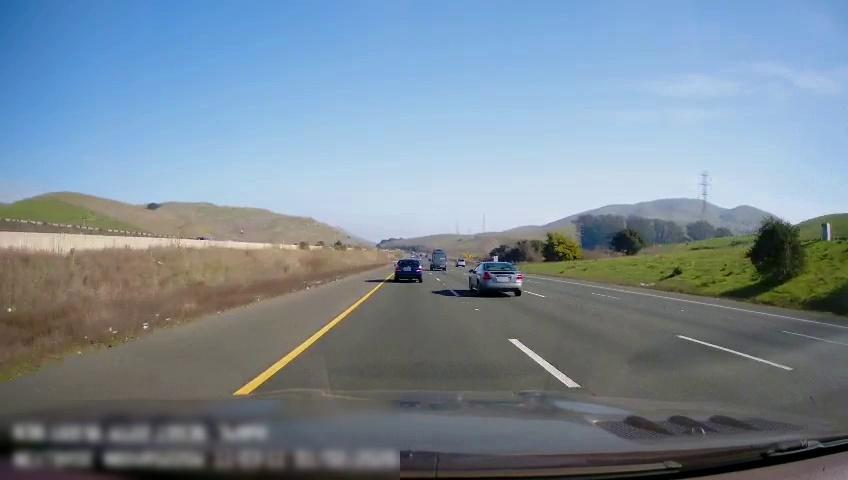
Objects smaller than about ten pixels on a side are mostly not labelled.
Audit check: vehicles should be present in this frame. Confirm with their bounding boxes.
[456,257,466,267]
[393,257,424,284]
[427,249,448,271]
[468,261,524,298]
